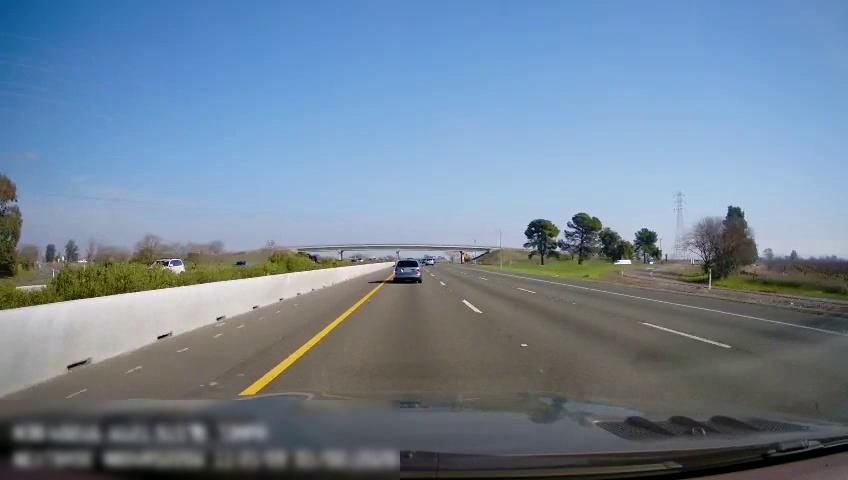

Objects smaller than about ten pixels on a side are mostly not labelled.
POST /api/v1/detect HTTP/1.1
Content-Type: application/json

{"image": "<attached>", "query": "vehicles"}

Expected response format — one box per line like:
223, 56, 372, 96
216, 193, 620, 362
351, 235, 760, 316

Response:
232, 259, 250, 269
614, 259, 632, 265
150, 258, 187, 276
391, 258, 425, 284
